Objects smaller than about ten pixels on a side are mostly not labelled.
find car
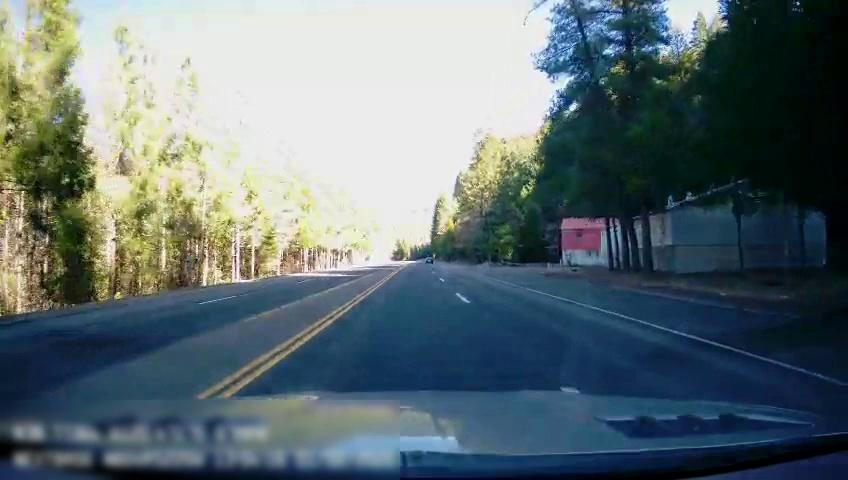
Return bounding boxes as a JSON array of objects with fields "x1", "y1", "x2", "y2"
[{"x1": 423, "y1": 255, "x2": 435, "y2": 265}]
